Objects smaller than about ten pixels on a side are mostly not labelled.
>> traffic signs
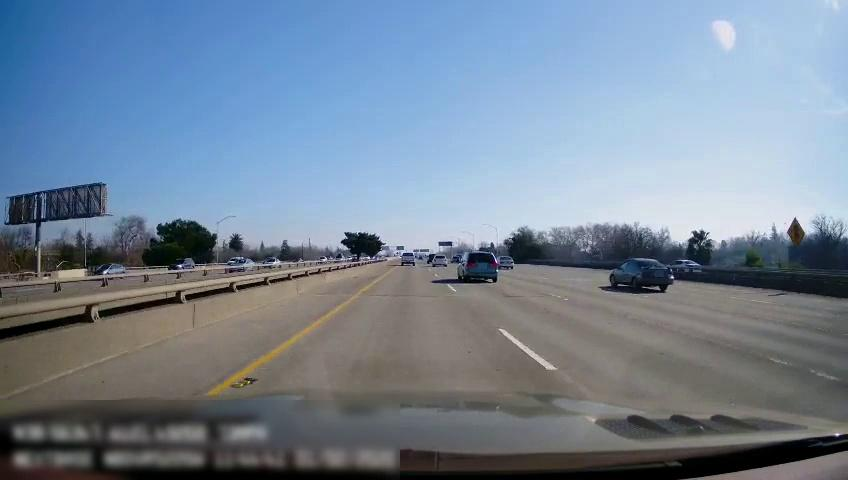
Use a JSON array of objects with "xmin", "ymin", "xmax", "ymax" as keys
[
  {"xmin": 786, "ymin": 216, "xmax": 806, "ymax": 246},
  {"xmin": 419, "ymin": 248, "xmax": 430, "ymax": 253}
]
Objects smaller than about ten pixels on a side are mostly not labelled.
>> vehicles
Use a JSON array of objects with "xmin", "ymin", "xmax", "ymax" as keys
[
  {"xmin": 262, "ymin": 257, "xmax": 281, "ymax": 268},
  {"xmin": 229, "ymin": 258, "xmax": 256, "ymax": 273},
  {"xmin": 399, "ymin": 252, "xmax": 416, "ymax": 267},
  {"xmin": 93, "ymin": 262, "xmax": 127, "ymax": 281},
  {"xmin": 608, "ymin": 257, "xmax": 675, "ymax": 293},
  {"xmin": 167, "ymin": 257, "xmax": 196, "ymax": 274},
  {"xmin": 426, "ymin": 253, "xmax": 436, "ymax": 265},
  {"xmin": 224, "ymin": 256, "xmax": 245, "ymax": 275},
  {"xmin": 494, "ymin": 255, "xmax": 515, "ymax": 270},
  {"xmin": 456, "ymin": 250, "xmax": 500, "ymax": 284},
  {"xmin": 669, "ymin": 259, "xmax": 705, "ymax": 273},
  {"xmin": 432, "ymin": 254, "xmax": 448, "ymax": 267}
]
